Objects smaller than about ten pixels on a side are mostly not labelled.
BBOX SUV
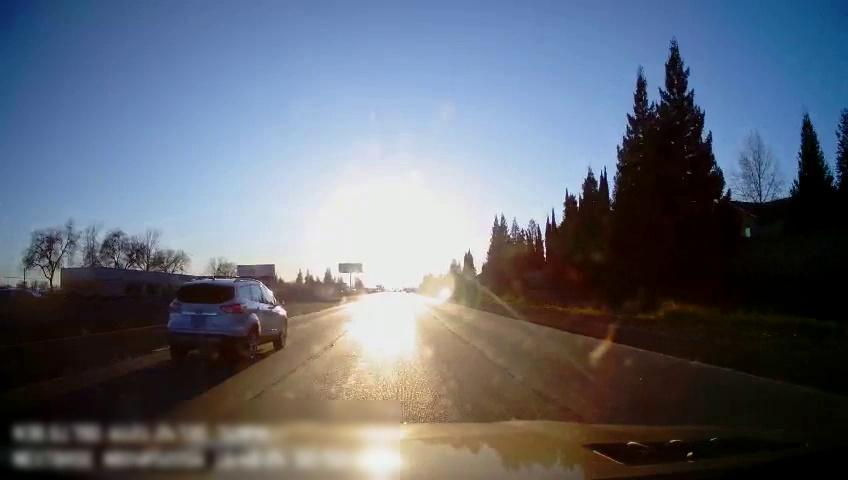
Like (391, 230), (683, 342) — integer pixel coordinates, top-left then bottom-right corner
(167, 276), (289, 363)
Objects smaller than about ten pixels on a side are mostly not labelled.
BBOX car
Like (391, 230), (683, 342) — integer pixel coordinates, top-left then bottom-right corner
(0, 289), (42, 302)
